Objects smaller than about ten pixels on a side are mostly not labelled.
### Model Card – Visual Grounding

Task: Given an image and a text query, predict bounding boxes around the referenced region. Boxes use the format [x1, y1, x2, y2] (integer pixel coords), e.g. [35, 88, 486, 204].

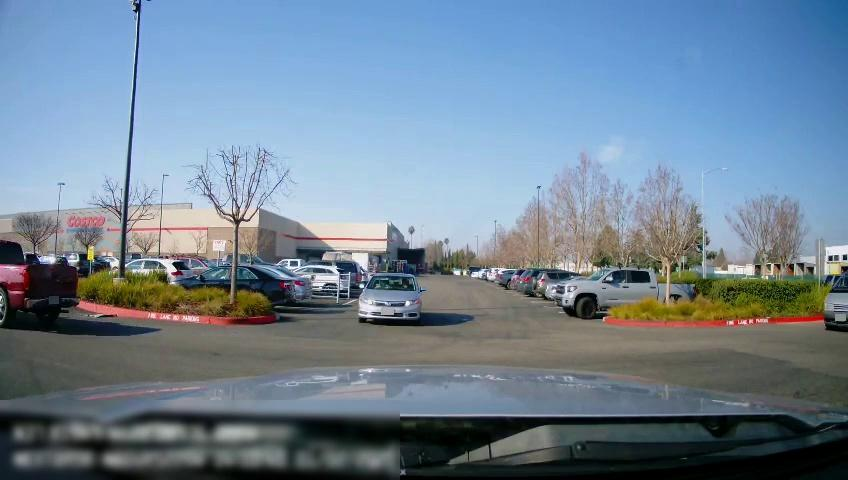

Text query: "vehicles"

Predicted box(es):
[509, 269, 525, 290]
[517, 267, 562, 298]
[351, 252, 369, 273]
[125, 258, 194, 283]
[530, 270, 582, 296]
[357, 273, 423, 324]
[0, 240, 81, 329]
[544, 275, 585, 300]
[494, 269, 515, 290]
[822, 270, 848, 331]
[168, 255, 215, 275]
[321, 251, 352, 261]
[291, 264, 351, 297]
[23, 252, 41, 264]
[172, 264, 297, 307]
[554, 265, 697, 320]
[278, 258, 306, 269]
[301, 259, 362, 289]
[66, 252, 91, 276]
[265, 264, 313, 299]
[40, 255, 68, 264]
[93, 255, 111, 272]
[103, 255, 119, 270]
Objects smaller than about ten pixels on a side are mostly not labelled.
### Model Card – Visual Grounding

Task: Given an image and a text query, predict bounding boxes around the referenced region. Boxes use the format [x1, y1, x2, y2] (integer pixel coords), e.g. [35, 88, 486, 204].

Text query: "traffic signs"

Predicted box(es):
[87, 246, 95, 261]
[212, 239, 226, 252]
